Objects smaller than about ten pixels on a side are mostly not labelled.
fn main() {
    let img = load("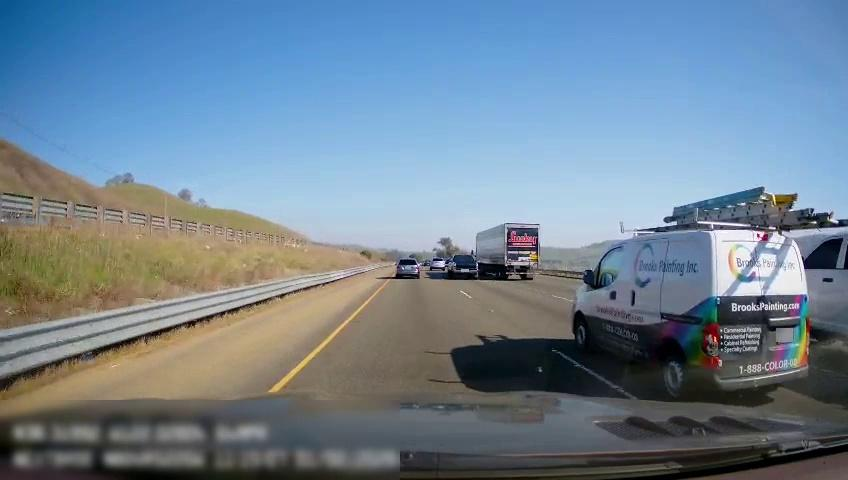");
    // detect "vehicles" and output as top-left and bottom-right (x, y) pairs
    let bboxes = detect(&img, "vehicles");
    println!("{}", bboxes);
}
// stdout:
(447, 253), (480, 280)
(570, 184), (848, 400)
(470, 221), (541, 281)
(442, 258), (450, 268)
(782, 231), (848, 346)
(394, 259), (420, 280)
(429, 257), (446, 272)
